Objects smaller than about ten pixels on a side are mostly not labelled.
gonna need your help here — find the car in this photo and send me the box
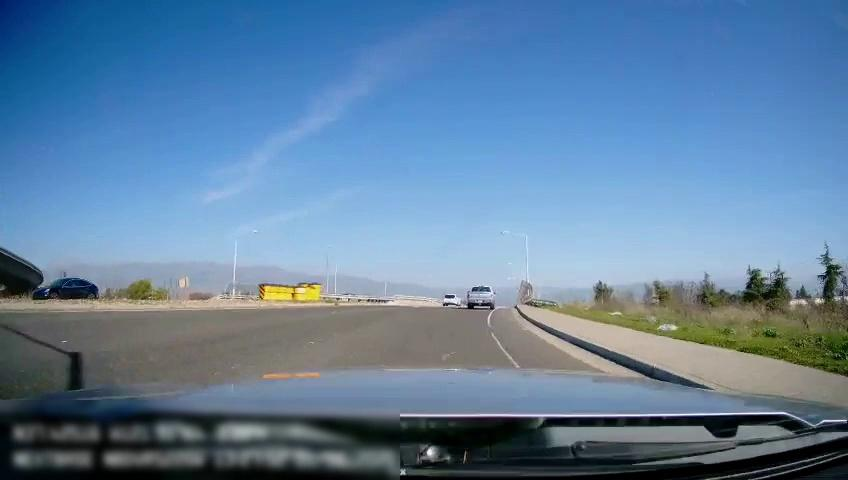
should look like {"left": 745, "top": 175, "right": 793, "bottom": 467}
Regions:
{"left": 32, "top": 278, "right": 99, "bottom": 300}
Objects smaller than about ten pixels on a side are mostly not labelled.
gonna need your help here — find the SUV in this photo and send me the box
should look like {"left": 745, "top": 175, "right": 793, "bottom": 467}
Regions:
{"left": 443, "top": 293, "right": 461, "bottom": 307}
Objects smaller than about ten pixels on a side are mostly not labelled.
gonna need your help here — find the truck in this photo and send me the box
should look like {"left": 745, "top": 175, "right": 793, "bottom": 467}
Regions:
{"left": 466, "top": 285, "right": 496, "bottom": 310}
